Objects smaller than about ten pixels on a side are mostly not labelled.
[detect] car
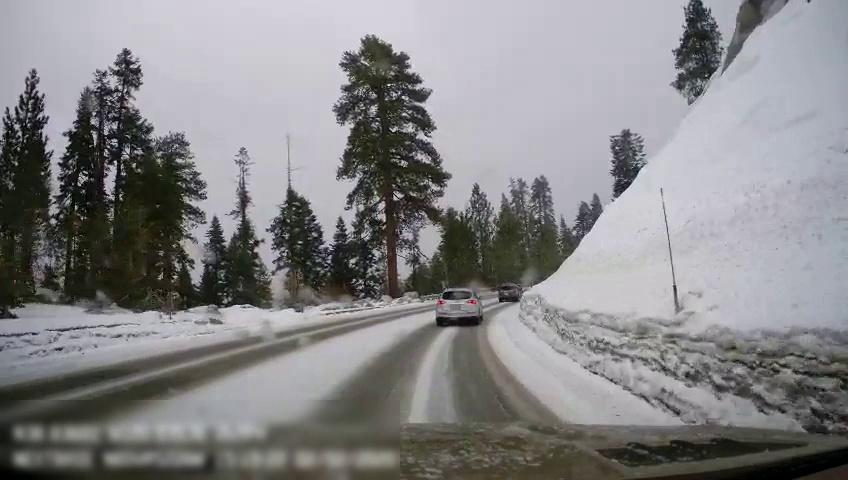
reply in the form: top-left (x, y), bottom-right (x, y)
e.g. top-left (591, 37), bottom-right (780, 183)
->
top-left (498, 283), bottom-right (523, 302)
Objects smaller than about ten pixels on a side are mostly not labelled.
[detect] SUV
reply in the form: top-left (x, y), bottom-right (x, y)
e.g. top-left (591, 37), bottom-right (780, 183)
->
top-left (436, 288), bottom-right (484, 326)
